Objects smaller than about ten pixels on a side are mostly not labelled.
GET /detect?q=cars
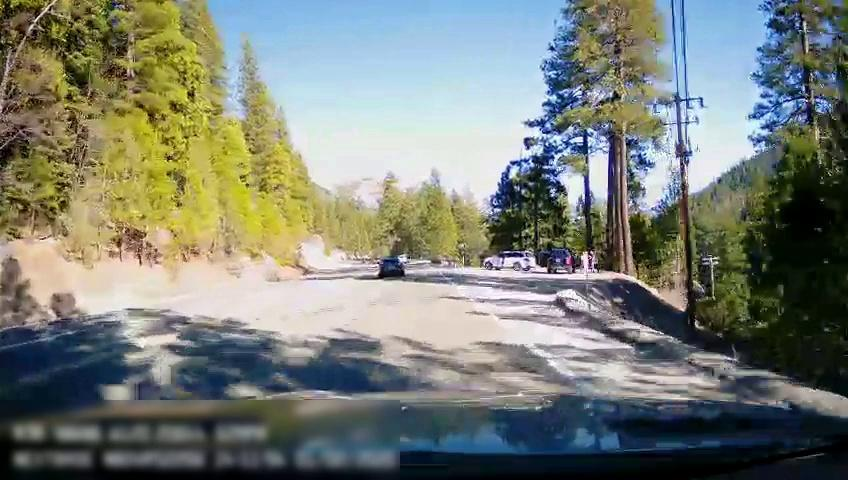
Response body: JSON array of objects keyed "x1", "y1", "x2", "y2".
[{"x1": 377, "y1": 257, "x2": 405, "y2": 277}]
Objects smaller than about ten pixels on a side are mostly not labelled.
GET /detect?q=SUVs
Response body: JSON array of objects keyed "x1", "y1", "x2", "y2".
[
  {"x1": 482, "y1": 251, "x2": 537, "y2": 272},
  {"x1": 535, "y1": 248, "x2": 583, "y2": 274}
]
